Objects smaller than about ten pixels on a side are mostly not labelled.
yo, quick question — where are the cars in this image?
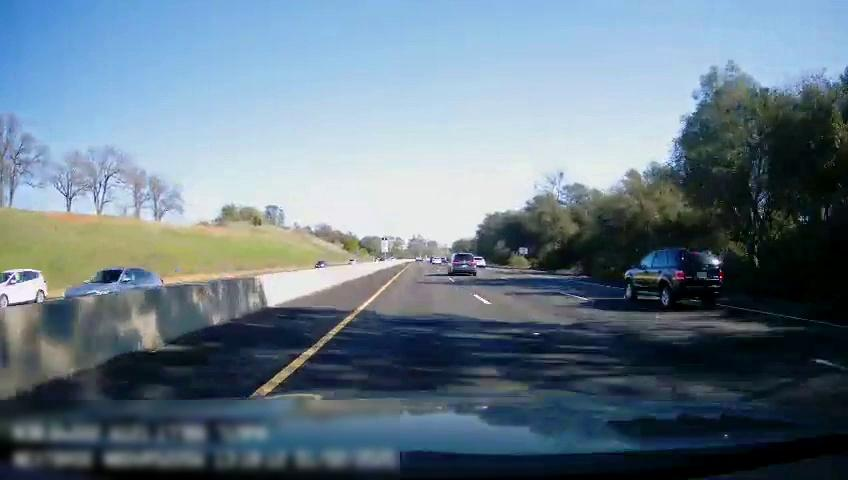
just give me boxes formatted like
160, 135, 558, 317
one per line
314, 260, 328, 269
431, 256, 442, 265
64, 267, 163, 297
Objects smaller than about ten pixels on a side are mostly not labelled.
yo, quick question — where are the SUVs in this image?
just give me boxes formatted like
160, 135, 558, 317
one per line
622, 246, 725, 310
475, 256, 487, 268
447, 252, 478, 277
0, 269, 48, 307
